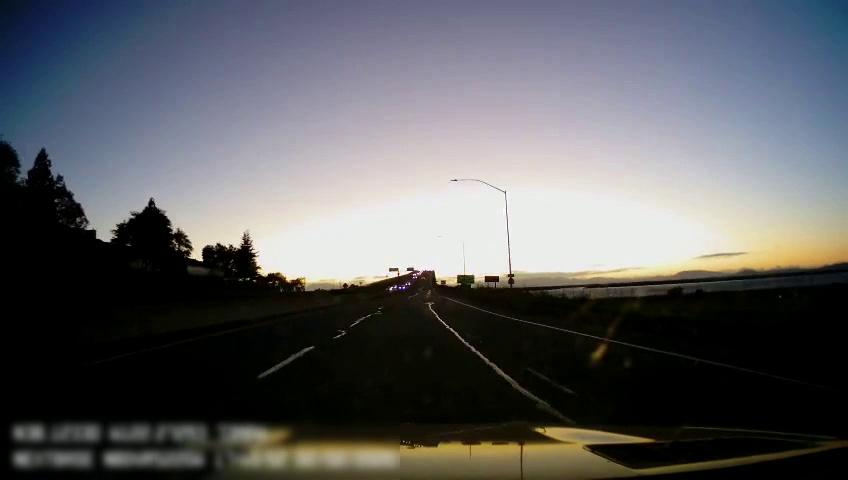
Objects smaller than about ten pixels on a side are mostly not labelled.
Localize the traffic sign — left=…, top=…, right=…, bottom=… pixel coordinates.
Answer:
left=456, top=274, right=475, bottom=284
